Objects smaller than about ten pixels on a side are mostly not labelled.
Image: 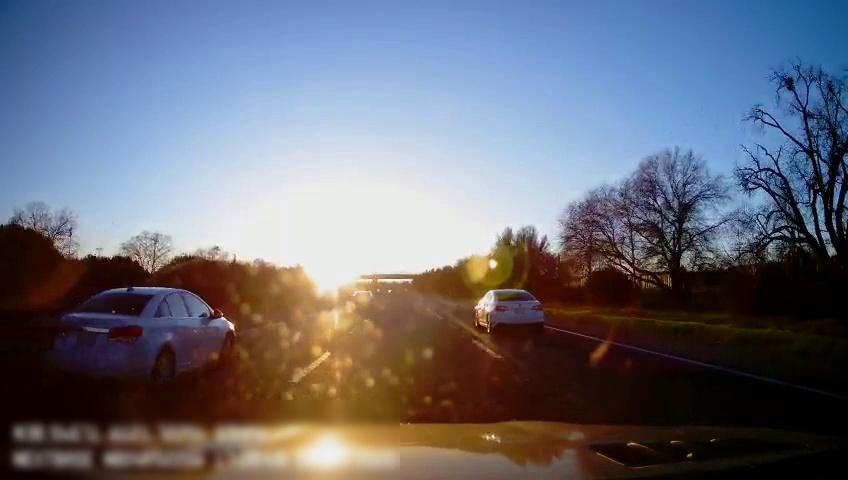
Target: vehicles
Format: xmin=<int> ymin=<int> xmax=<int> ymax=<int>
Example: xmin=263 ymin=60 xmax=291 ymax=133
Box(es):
xmin=354 ymin=290 xmax=375 ymax=309
xmin=48 ymin=287 xmax=240 ymax=402
xmin=473 ymin=289 xmax=544 ymax=336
